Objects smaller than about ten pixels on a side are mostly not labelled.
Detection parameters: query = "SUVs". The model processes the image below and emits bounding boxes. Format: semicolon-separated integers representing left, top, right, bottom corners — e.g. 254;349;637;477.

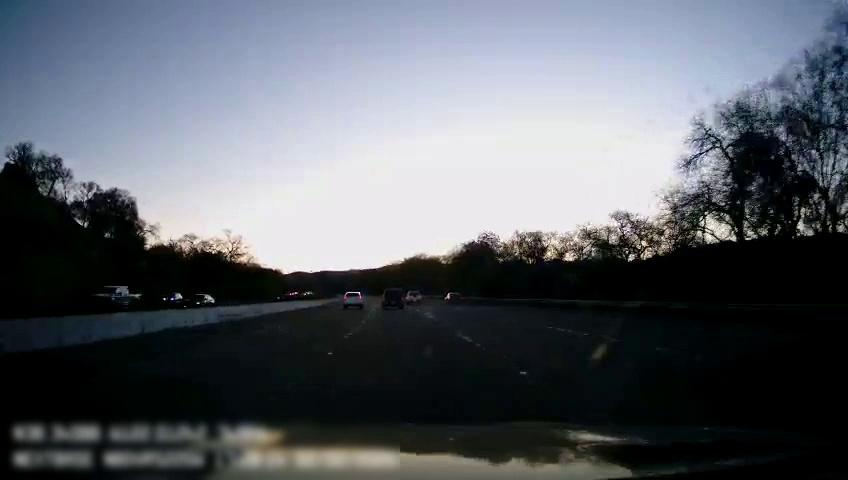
444;292;461;305
342;292;364;310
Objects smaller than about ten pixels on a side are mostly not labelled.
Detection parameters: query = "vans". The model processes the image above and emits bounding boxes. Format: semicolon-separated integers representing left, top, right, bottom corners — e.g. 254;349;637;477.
381;290;404;311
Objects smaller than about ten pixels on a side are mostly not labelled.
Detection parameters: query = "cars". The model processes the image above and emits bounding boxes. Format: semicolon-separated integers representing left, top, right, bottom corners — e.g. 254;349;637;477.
185;294;215;308
162;292;184;304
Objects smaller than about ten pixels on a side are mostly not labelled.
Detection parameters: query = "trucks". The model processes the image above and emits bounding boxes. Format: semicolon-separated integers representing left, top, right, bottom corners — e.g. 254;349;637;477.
406;291;422;305
89;285;143;313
